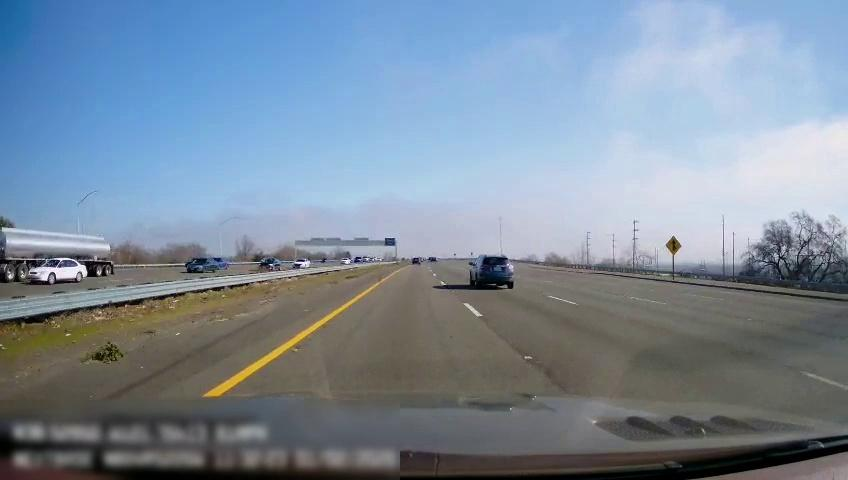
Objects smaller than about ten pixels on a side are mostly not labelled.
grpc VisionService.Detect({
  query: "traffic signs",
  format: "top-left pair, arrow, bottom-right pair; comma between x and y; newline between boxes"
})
665,234 -> 682,255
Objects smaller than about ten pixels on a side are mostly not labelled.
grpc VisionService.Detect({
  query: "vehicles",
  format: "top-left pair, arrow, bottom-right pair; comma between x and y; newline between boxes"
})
28,258 -> 88,285
257,258 -> 281,273
0,228 -> 115,283
292,258 -> 312,270
468,255 -> 514,289
204,257 -> 228,272
186,257 -> 218,274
